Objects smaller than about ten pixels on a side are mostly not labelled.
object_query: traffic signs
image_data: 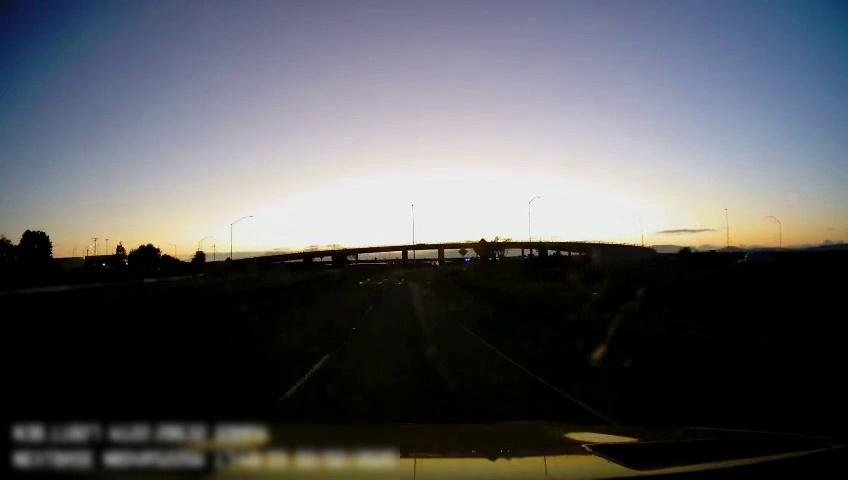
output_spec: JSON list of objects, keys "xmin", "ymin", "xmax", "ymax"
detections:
[
  {"xmin": 458, "ymin": 246, "xmax": 469, "ymax": 257},
  {"xmin": 473, "ymin": 238, "xmax": 492, "ymax": 258}
]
